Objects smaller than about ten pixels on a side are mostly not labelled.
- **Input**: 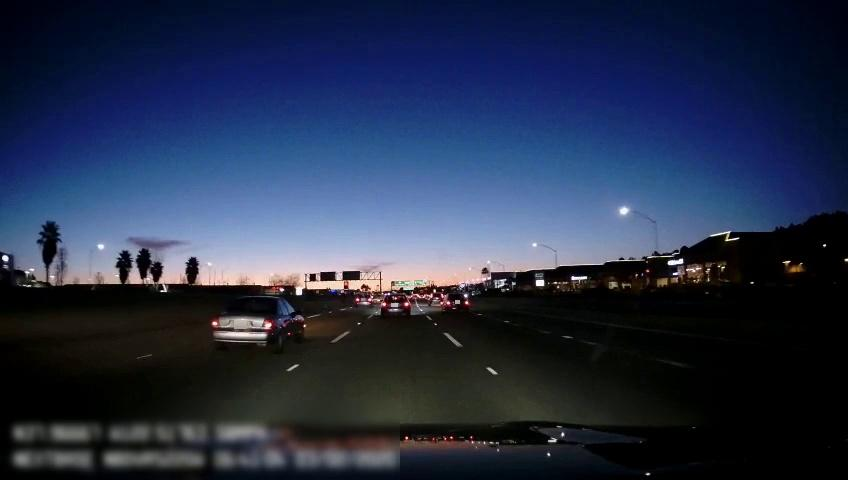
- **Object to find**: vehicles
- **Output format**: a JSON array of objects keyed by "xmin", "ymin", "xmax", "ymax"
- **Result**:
[
  {"xmin": 441, "ymin": 293, "xmax": 469, "ymax": 315},
  {"xmin": 211, "ymin": 296, "xmax": 304, "ymax": 353},
  {"xmin": 355, "ymin": 293, "xmax": 375, "ymax": 307},
  {"xmin": 428, "ymin": 292, "xmax": 445, "ymax": 306},
  {"xmin": 371, "ymin": 291, "xmax": 386, "ymax": 303},
  {"xmin": 381, "ymin": 293, "xmax": 411, "ymax": 317}
]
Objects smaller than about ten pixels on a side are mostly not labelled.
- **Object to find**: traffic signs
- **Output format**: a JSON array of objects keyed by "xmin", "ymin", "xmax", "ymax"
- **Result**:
[
  {"xmin": 415, "ymin": 280, "xmax": 427, "ymax": 286},
  {"xmin": 395, "ymin": 280, "xmax": 406, "ymax": 286},
  {"xmin": 405, "ymin": 280, "xmax": 416, "ymax": 286}
]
